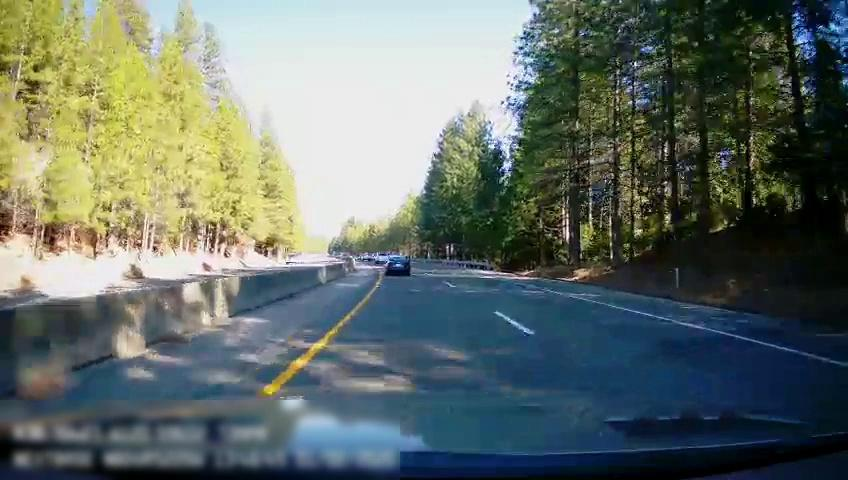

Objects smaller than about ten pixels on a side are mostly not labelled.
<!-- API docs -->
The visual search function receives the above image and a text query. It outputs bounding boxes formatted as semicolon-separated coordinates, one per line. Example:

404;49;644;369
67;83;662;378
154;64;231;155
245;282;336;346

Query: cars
374;254;388;265
385;256;410;275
